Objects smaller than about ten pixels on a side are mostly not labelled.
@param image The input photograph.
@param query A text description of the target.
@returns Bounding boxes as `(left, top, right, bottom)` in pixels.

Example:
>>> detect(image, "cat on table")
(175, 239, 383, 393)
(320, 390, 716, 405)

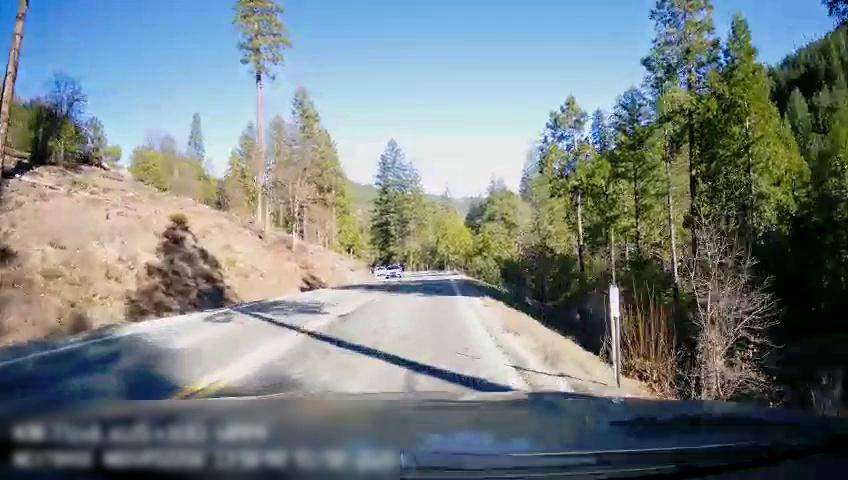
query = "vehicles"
(385, 264, 402, 279)
(374, 266, 388, 278)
